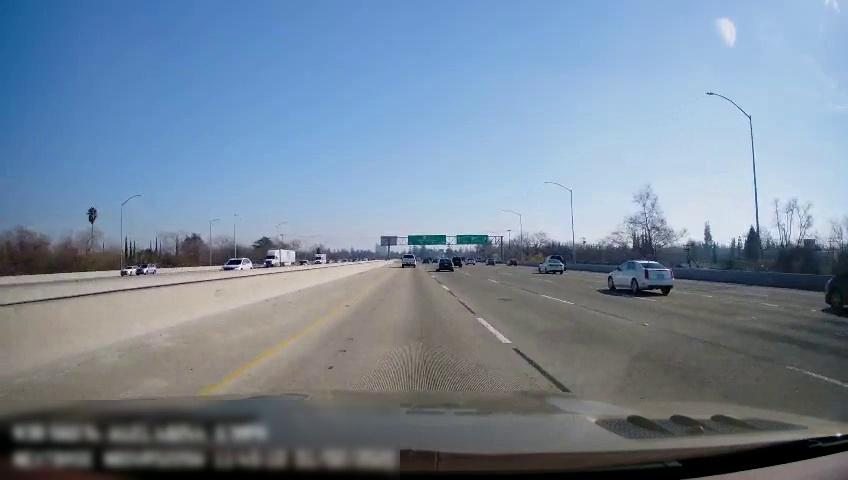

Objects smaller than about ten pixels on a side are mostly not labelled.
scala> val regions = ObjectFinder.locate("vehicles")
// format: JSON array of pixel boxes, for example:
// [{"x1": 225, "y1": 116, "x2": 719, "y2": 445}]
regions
[
  {"x1": 436, "y1": 256, "x2": 454, "y2": 273},
  {"x1": 537, "y1": 258, "x2": 565, "y2": 275},
  {"x1": 135, "y1": 263, "x2": 157, "y2": 276},
  {"x1": 313, "y1": 253, "x2": 327, "y2": 265},
  {"x1": 262, "y1": 248, "x2": 297, "y2": 269},
  {"x1": 547, "y1": 254, "x2": 568, "y2": 272},
  {"x1": 465, "y1": 256, "x2": 476, "y2": 265},
  {"x1": 822, "y1": 268, "x2": 848, "y2": 311},
  {"x1": 222, "y1": 257, "x2": 255, "y2": 272},
  {"x1": 400, "y1": 253, "x2": 417, "y2": 269},
  {"x1": 120, "y1": 265, "x2": 140, "y2": 277},
  {"x1": 607, "y1": 259, "x2": 675, "y2": 297},
  {"x1": 451, "y1": 256, "x2": 463, "y2": 268},
  {"x1": 485, "y1": 258, "x2": 495, "y2": 266}
]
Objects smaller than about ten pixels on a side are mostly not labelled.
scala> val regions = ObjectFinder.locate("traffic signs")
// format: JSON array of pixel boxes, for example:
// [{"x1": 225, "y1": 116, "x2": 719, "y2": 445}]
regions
[
  {"x1": 380, "y1": 235, "x2": 398, "y2": 246},
  {"x1": 407, "y1": 234, "x2": 447, "y2": 246},
  {"x1": 455, "y1": 234, "x2": 489, "y2": 245}
]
